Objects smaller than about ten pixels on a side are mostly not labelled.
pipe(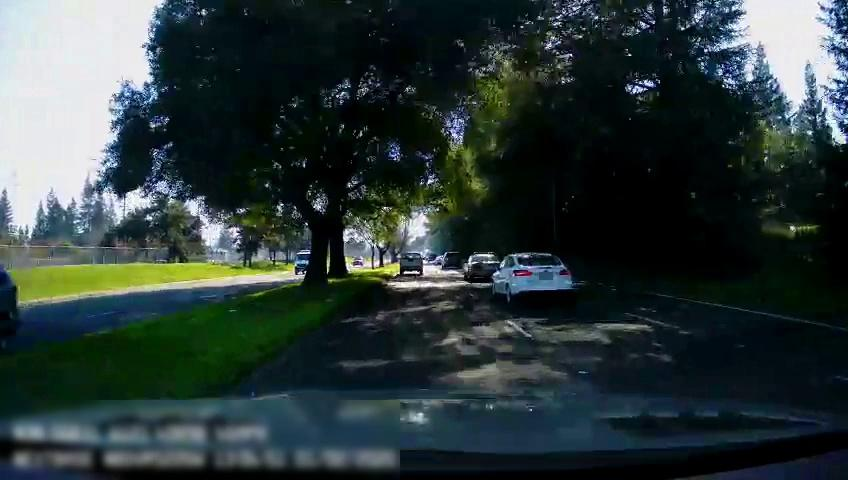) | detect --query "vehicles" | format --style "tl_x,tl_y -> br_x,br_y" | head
293,249 -> 312,276
462,253 -> 498,281
399,250 -> 426,274
434,255 -> 444,264
441,251 -> 463,270
352,255 -> 364,267
488,251 -> 576,307
0,264 -> 22,358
